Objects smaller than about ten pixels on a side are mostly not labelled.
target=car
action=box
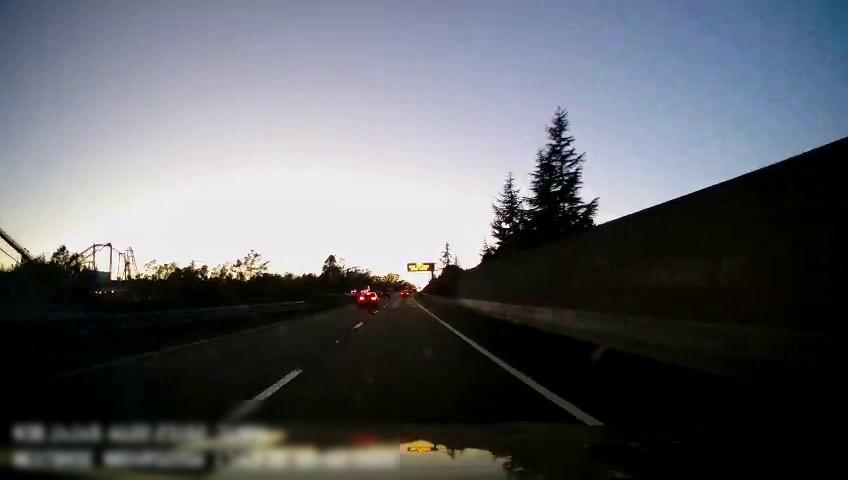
[357,292,379,309]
